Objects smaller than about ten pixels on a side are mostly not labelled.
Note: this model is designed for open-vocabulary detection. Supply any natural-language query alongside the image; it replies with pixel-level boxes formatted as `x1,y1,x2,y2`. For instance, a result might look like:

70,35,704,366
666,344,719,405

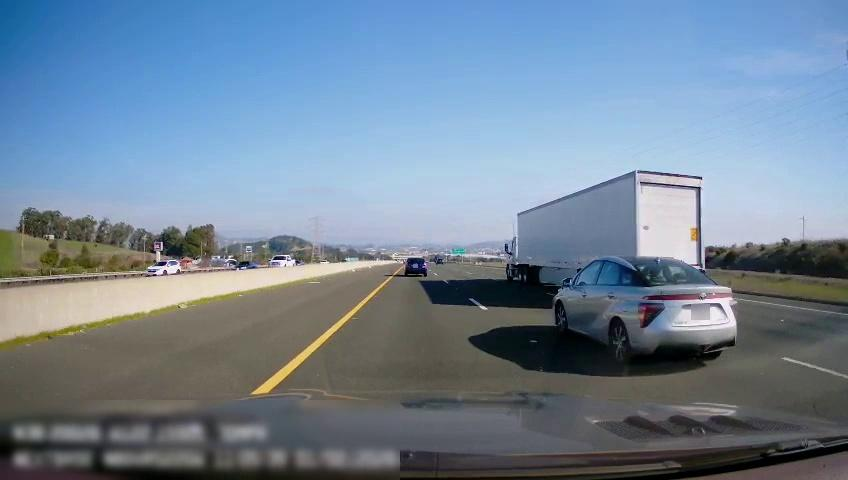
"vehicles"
552,256,738,369
267,254,296,269
235,260,259,271
147,260,181,277
404,257,428,278
504,168,706,282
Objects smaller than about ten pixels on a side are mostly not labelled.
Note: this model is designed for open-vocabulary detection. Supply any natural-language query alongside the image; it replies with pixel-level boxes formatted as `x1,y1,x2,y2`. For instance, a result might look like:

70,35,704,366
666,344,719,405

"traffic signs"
451,248,468,256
